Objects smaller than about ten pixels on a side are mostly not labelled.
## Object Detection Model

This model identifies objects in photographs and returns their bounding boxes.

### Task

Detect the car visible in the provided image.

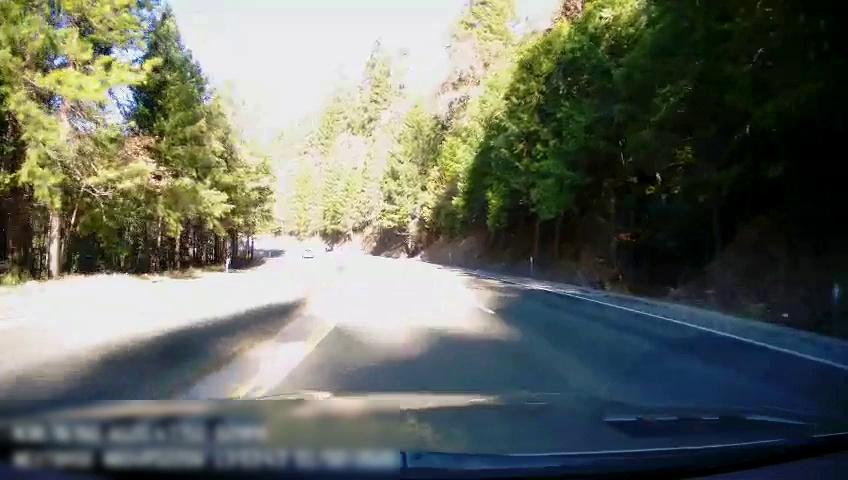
[302,247,314,259]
